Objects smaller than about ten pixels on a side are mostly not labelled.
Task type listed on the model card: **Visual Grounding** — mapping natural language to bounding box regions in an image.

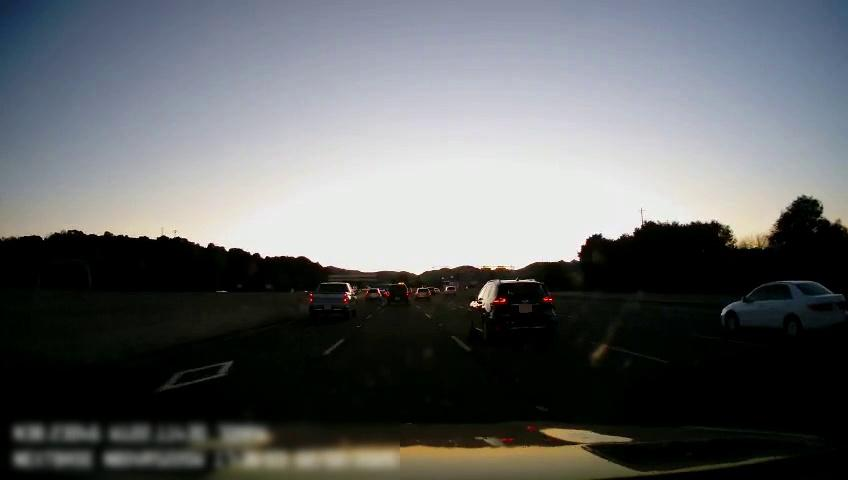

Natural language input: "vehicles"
[414,287,432,301]
[428,287,440,296]
[387,283,409,303]
[443,285,458,296]
[720,279,848,342]
[364,288,383,302]
[308,282,359,320]
[467,278,556,343]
